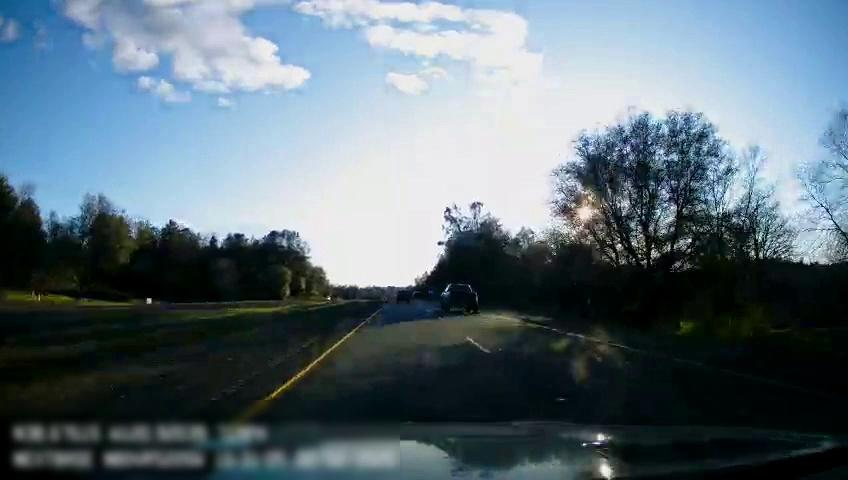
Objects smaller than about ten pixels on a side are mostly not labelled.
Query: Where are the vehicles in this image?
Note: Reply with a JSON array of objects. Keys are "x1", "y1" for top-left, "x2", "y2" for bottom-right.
[
  {"x1": 440, "y1": 283, "x2": 478, "y2": 314},
  {"x1": 396, "y1": 291, "x2": 410, "y2": 304}
]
